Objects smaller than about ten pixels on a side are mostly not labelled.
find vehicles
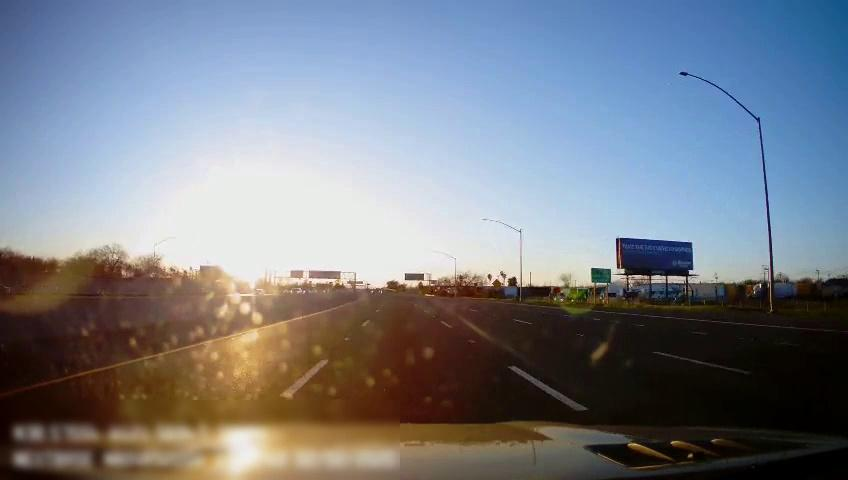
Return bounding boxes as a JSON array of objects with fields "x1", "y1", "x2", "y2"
[
  {"x1": 253, "y1": 289, "x2": 265, "y2": 296},
  {"x1": 290, "y1": 287, "x2": 303, "y2": 296}
]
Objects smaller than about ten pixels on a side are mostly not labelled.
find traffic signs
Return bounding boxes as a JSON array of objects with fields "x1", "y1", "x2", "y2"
[
  {"x1": 591, "y1": 267, "x2": 612, "y2": 284},
  {"x1": 492, "y1": 279, "x2": 503, "y2": 290},
  {"x1": 405, "y1": 273, "x2": 424, "y2": 280}
]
